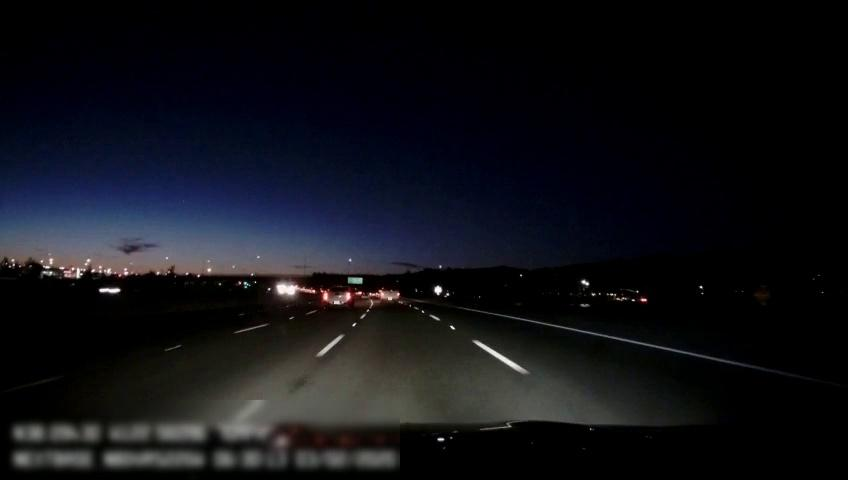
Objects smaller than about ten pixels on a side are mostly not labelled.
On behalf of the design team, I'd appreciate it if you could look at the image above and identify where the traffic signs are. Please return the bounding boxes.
[347,277,363,285]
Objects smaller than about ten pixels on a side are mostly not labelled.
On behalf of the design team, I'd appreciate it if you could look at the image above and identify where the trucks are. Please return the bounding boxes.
[320,283,357,311]
[378,287,401,304]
